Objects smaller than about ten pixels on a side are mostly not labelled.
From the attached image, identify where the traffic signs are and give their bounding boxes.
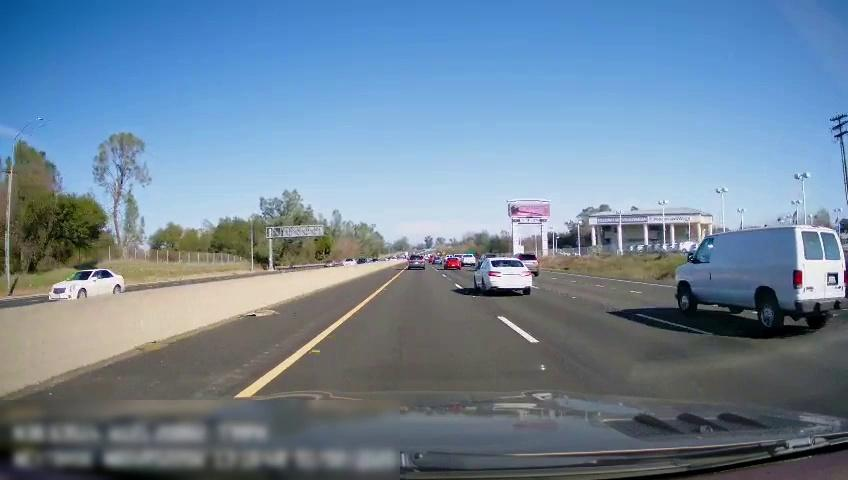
[281,224,325,237]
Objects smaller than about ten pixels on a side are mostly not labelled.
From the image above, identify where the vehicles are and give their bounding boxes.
[477,254,497,269]
[47,268,125,303]
[408,256,426,271]
[671,224,848,335]
[444,257,461,270]
[511,253,540,278]
[473,257,532,296]
[459,254,476,267]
